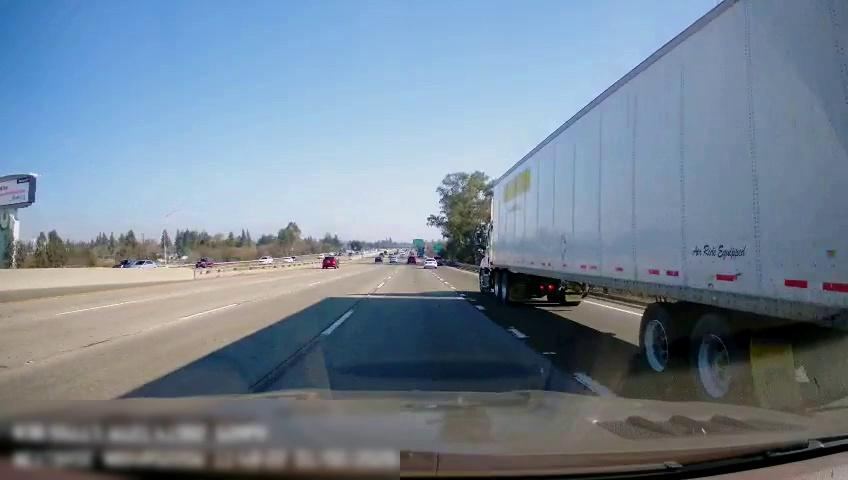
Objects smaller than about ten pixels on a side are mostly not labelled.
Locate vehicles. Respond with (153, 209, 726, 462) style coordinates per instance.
(258, 256, 273, 265)
(128, 260, 156, 269)
(195, 258, 214, 269)
(112, 258, 139, 269)
(406, 256, 417, 265)
(422, 257, 438, 269)
(468, 0, 848, 411)
(320, 255, 341, 270)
